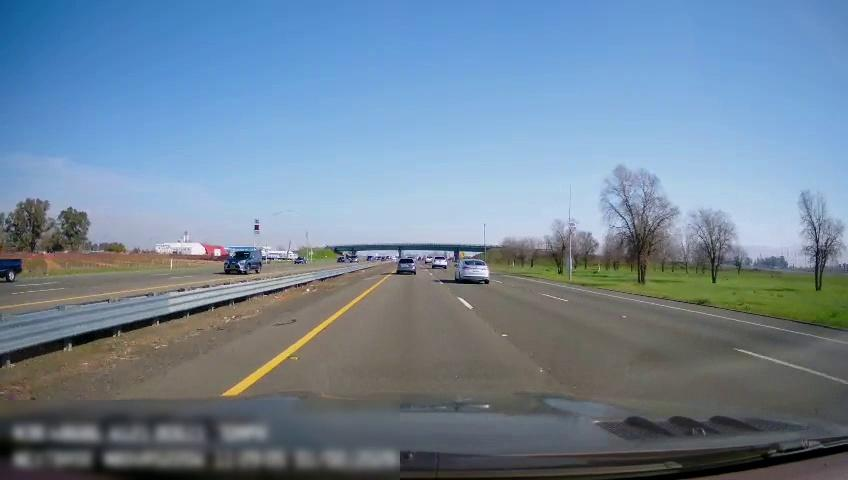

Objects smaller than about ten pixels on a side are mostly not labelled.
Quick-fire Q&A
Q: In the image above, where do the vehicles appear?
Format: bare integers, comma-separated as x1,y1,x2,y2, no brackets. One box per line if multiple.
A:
396,257,418,275
336,256,346,263
349,255,359,264
453,258,490,283
224,250,263,275
431,255,448,269
0,258,23,282
294,256,308,265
